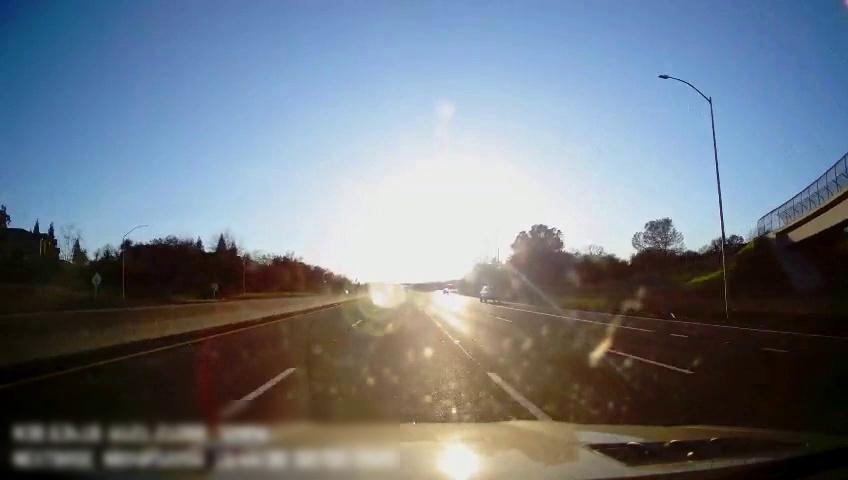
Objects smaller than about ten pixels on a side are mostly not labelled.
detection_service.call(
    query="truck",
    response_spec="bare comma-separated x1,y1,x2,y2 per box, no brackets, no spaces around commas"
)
480,286,501,302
